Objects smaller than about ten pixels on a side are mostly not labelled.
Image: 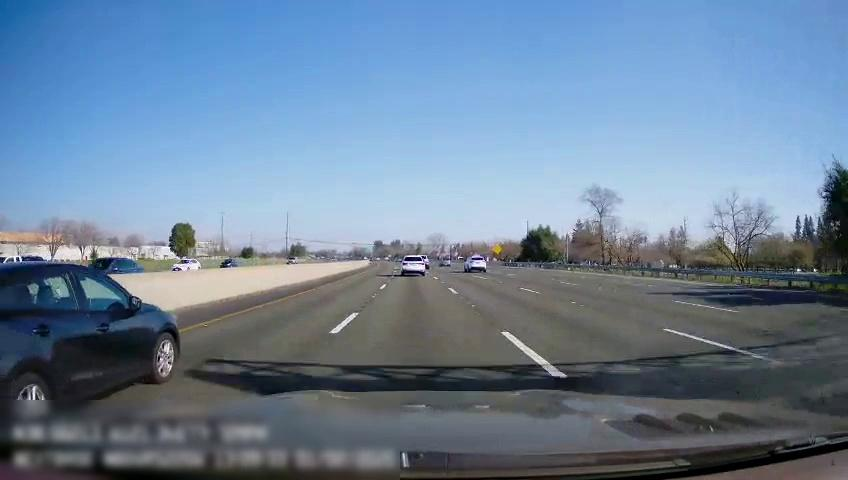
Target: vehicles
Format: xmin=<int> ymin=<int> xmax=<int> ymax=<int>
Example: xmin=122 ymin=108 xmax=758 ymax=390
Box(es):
xmin=86 ymin=257 xmax=145 ymax=274
xmin=21 ymin=255 xmax=44 ymax=262
xmin=0 ymin=256 xmax=23 ymax=264
xmin=400 ymin=254 xmax=427 ymax=277
xmin=172 ymin=258 xmax=201 ymax=272
xmin=422 ymin=255 xmax=431 ymax=271
xmin=287 ymin=256 xmax=307 ymax=265
xmin=463 ymin=255 xmax=486 ymax=273
xmin=220 ymin=258 xmax=241 ymax=269
xmin=0 ymin=262 xmax=182 ymax=437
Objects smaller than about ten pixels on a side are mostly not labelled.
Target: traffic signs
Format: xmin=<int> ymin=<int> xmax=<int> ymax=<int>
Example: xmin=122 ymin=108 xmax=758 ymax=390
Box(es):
xmin=491 ymin=242 xmax=505 ymax=256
